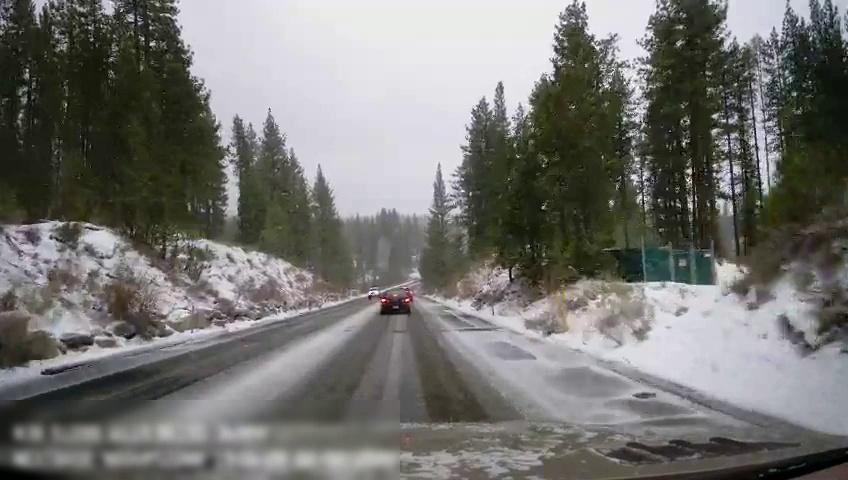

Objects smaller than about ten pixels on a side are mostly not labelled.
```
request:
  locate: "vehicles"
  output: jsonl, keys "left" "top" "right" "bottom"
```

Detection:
{"left": 367, "top": 287, "right": 381, "bottom": 299}
{"left": 380, "top": 288, "right": 412, "bottom": 315}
